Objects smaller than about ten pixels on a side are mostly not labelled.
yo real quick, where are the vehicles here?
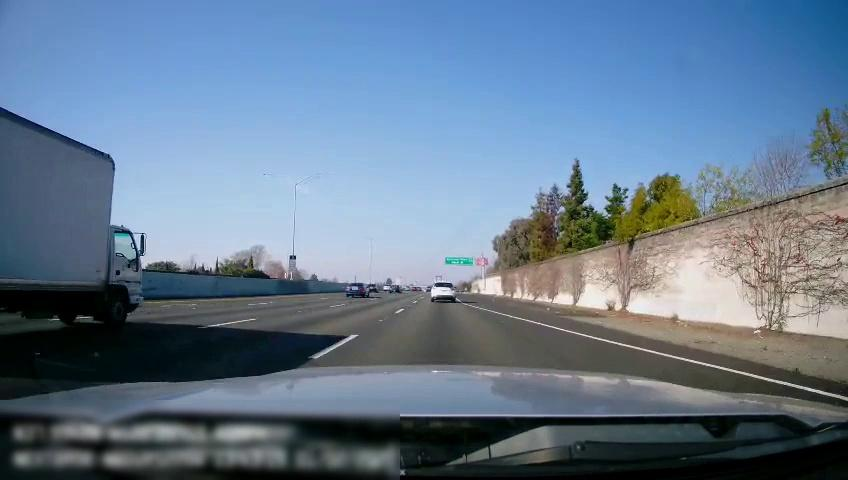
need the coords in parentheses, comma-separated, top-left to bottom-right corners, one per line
(0, 107, 147, 332)
(389, 285, 401, 293)
(346, 282, 370, 298)
(366, 284, 378, 293)
(430, 281, 457, 302)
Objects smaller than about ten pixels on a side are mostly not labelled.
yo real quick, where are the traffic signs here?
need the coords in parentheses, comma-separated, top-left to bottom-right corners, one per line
(288, 255, 297, 271)
(445, 256, 474, 266)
